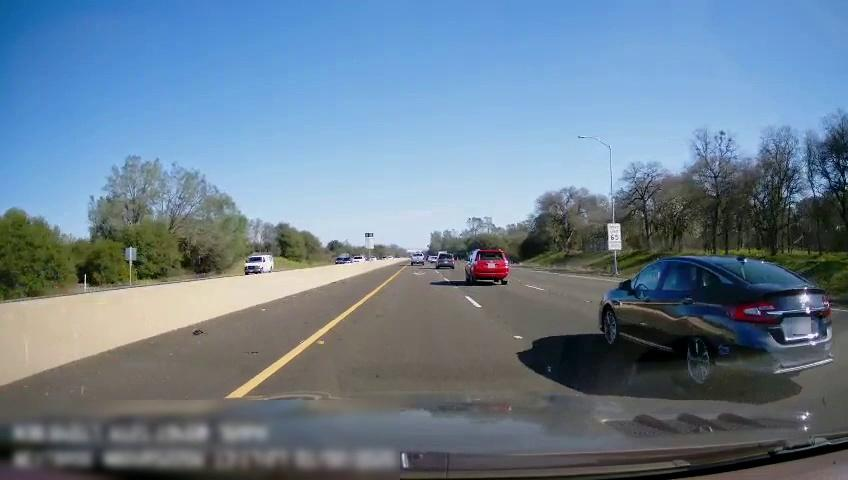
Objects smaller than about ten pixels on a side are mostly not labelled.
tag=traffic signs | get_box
[125,248,137,261]
[607,223,622,251]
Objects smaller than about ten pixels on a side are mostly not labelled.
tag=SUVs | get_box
[435,255,455,270]
[465,249,511,286]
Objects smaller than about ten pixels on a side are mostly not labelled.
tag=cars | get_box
[598,256,834,396]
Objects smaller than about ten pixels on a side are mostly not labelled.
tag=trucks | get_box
[411,254,424,266]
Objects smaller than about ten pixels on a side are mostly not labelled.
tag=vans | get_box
[244,254,274,276]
